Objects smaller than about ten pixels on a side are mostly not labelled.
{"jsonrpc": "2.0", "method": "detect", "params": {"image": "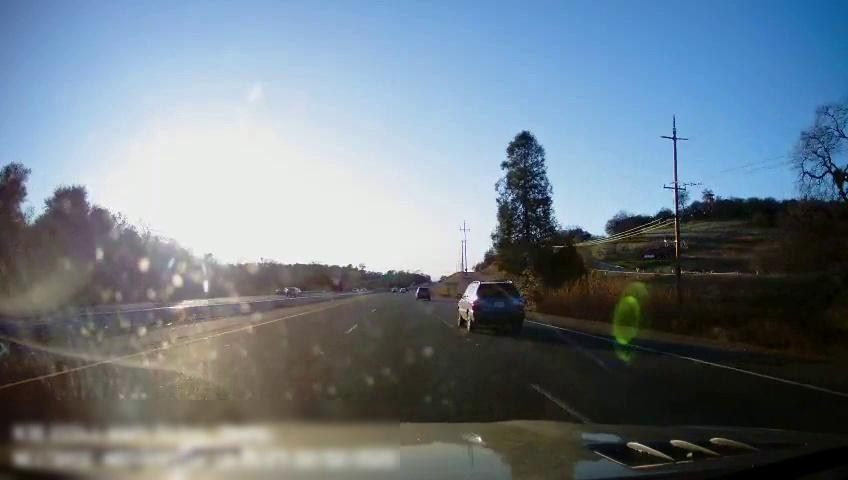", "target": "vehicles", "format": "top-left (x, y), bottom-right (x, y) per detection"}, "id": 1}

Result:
top-left (456, 280), bottom-right (525, 334)
top-left (284, 287), bottom-right (300, 299)
top-left (415, 287), bottom-right (431, 302)
top-left (275, 287), bottom-right (285, 295)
